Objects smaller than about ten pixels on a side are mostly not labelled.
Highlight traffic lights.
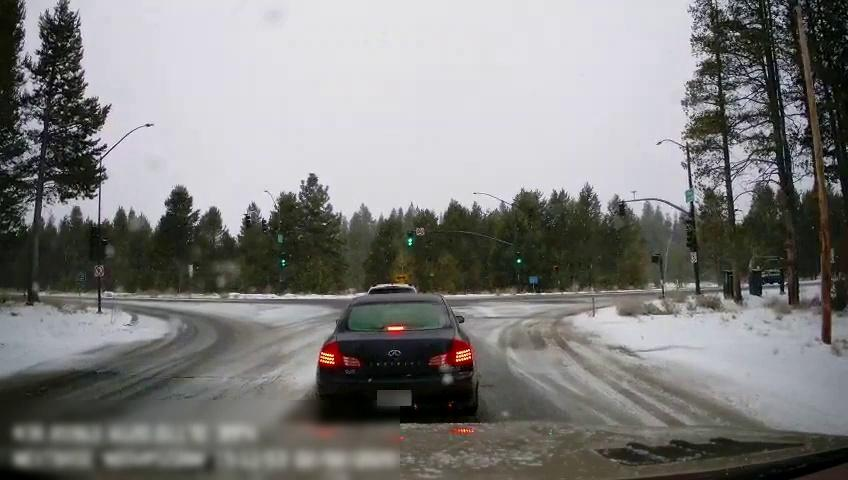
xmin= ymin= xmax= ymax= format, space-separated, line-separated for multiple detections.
xmin=101 ymin=239 xmax=109 ymax=257
xmin=686 ymin=230 xmax=695 ymax=248
xmin=245 ymin=216 xmax=252 ymax=229
xmin=618 ymin=203 xmax=625 ymax=218
xmin=516 ymin=252 xmax=522 ymax=265
xmin=262 ymin=220 xmax=268 ymax=232
xmin=280 ymin=252 xmax=287 ymax=267
xmin=406 ymin=230 xmax=414 ymax=246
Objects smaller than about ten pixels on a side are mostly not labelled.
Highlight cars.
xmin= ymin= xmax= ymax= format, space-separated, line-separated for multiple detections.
xmin=316 ymin=294 xmax=480 ymax=425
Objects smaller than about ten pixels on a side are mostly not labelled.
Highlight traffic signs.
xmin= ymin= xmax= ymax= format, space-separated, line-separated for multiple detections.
xmin=394 ymin=275 xmax=408 ymax=282
xmin=95 ymin=265 xmax=105 ymax=276
xmin=685 ymin=190 xmax=695 ymax=202
xmin=690 ymin=252 xmax=697 ymax=264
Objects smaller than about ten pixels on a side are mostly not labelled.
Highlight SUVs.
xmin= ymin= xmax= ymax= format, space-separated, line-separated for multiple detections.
xmin=368 ymin=284 xmax=417 ymax=296
xmin=757 ymin=270 xmax=782 ymax=285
